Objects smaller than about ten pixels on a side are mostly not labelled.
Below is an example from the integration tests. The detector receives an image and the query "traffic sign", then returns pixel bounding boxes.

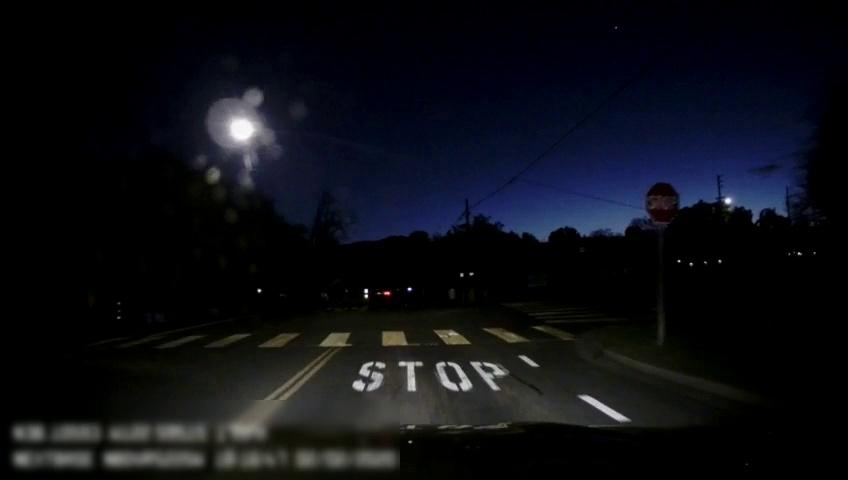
[645,181,680,225]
